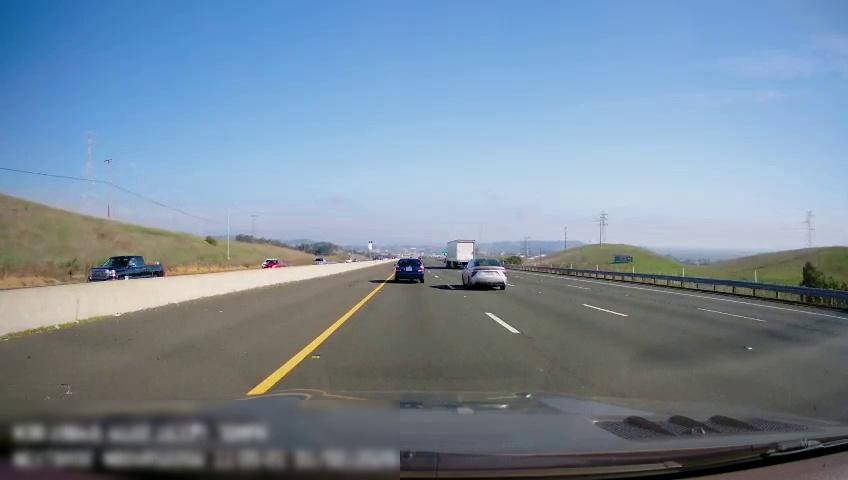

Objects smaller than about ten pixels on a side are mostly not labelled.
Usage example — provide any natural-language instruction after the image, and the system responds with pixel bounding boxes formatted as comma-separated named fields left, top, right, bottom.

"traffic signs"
left=367, top=240, right=372, bottom=251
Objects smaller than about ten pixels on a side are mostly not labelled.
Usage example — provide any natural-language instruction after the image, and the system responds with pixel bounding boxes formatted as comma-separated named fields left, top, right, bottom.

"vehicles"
left=261, top=259, right=281, bottom=269
left=394, top=259, right=424, bottom=283
left=87, top=255, right=166, bottom=284
left=461, top=258, right=508, bottom=290
left=445, top=239, right=477, bottom=269
left=310, top=256, right=328, bottom=266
